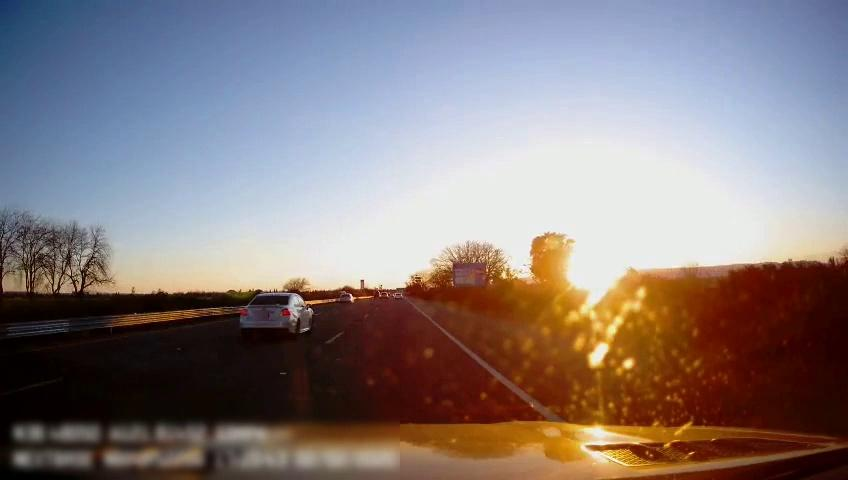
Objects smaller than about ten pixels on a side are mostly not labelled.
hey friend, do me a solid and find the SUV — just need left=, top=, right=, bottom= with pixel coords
left=338, top=293, right=354, bottom=305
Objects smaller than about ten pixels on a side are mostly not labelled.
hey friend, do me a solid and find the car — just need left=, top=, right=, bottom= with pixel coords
left=239, top=292, right=314, bottom=342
